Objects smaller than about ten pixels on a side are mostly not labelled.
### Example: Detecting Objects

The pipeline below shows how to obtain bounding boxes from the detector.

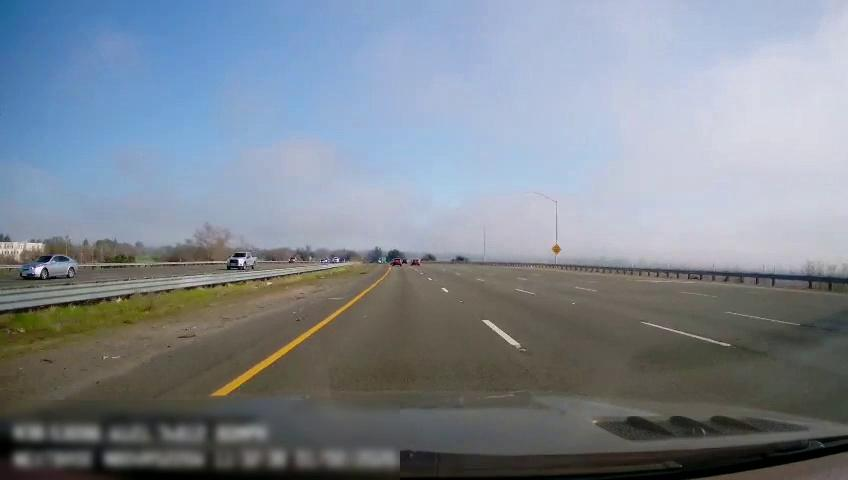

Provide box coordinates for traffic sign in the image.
[551,243,562,255]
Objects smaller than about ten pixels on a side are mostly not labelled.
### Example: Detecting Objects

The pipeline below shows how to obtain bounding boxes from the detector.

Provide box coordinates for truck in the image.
[226,252,256,271]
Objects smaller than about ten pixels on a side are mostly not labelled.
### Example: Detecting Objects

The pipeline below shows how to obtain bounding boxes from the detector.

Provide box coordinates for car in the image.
[17,253,79,281]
